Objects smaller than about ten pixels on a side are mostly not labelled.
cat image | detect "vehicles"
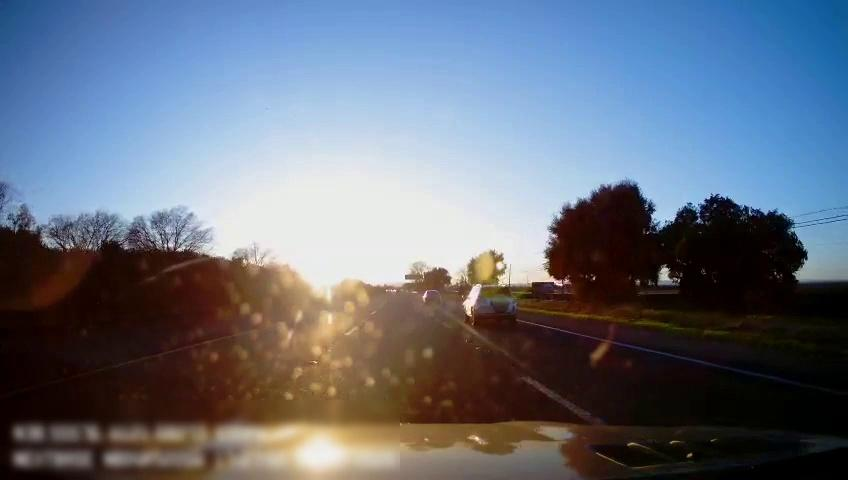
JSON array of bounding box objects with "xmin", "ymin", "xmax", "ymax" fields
[
  {"xmin": 424, "ymin": 290, "xmax": 439, "ymax": 303},
  {"xmin": 532, "ymin": 282, "xmax": 554, "ymax": 295},
  {"xmin": 463, "ymin": 283, "xmax": 520, "ymax": 329}
]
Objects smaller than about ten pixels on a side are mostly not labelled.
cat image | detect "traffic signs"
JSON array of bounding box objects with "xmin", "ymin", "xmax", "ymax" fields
[{"xmin": 404, "ymin": 274, "xmax": 420, "ymax": 281}]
